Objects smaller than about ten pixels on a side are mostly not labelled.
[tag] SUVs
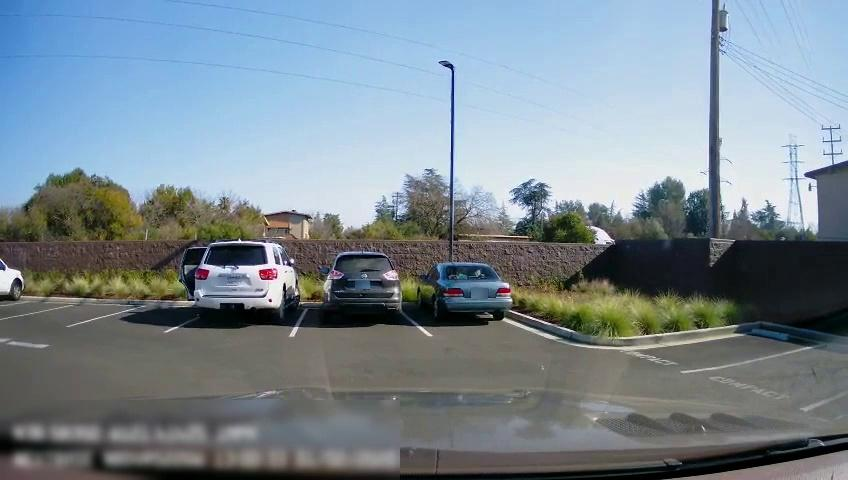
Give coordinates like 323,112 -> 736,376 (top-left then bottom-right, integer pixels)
0,258 -> 24,302
177,241 -> 301,324
321,252 -> 402,324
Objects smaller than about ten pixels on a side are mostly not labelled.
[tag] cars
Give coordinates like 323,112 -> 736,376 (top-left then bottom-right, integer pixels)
417,262 -> 513,321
